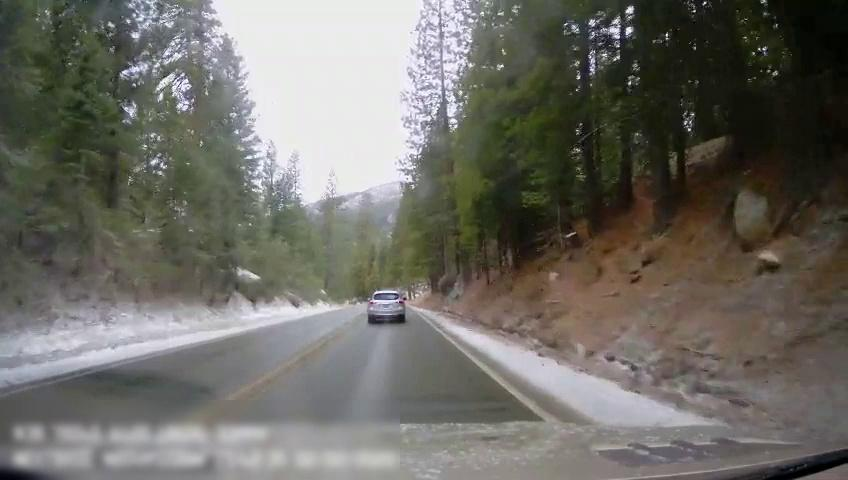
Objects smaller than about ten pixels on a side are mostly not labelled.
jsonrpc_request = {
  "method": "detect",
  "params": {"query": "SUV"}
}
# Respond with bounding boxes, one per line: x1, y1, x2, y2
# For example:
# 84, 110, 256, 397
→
367, 290, 407, 324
